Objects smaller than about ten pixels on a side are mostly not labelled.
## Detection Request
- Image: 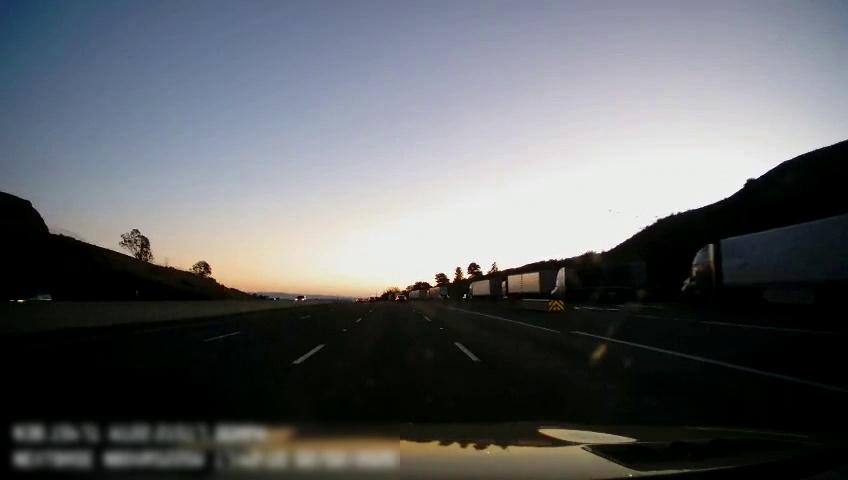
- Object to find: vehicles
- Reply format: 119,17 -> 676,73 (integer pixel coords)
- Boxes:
294,295 -> 307,302
680,211 -> 848,311
551,264 -> 657,299
467,277 -> 501,300
500,269 -> 555,297
8,290 -> 53,304
394,294 -> 408,304
409,289 -> 427,300
427,286 -> 447,299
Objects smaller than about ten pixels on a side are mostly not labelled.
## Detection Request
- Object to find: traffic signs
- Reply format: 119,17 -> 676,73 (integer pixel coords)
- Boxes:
549,300 -> 565,312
